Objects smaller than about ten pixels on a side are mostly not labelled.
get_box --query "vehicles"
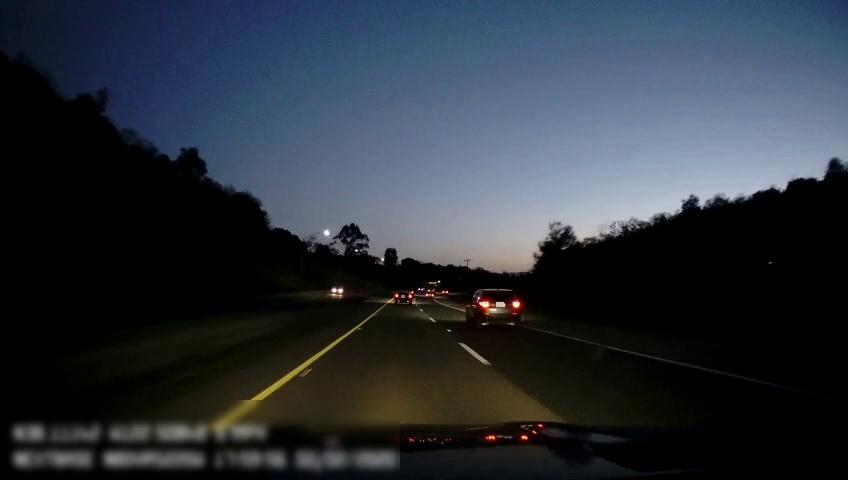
[464,288,521,328]
[329,284,344,296]
[394,288,415,304]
